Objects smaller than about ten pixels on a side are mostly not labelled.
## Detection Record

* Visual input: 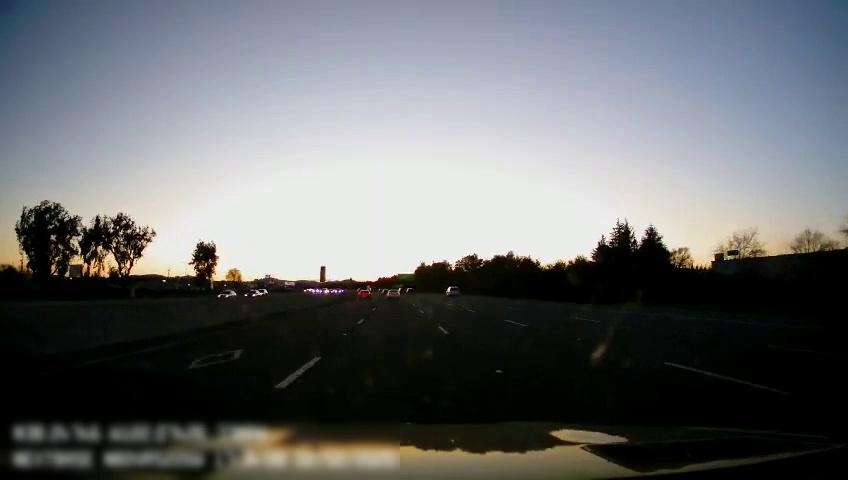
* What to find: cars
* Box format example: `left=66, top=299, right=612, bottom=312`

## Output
left=387, top=289, right=401, bottom=299
left=358, top=289, right=372, bottom=299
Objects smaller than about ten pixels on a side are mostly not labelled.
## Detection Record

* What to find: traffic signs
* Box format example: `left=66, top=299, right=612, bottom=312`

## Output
left=398, top=274, right=415, bottom=282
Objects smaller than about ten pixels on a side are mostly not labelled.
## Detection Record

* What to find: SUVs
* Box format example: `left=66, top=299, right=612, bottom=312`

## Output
left=446, top=286, right=460, bottom=296
left=216, top=290, right=238, bottom=300
left=244, top=290, right=263, bottom=298
left=257, top=289, right=269, bottom=297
